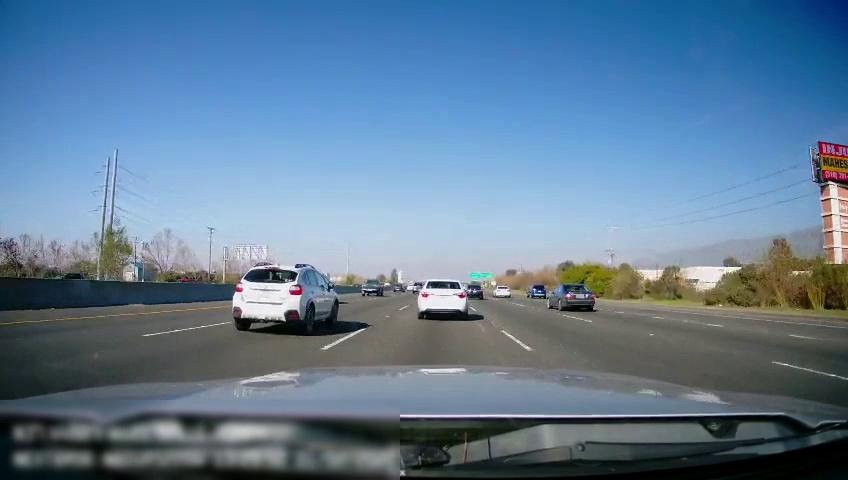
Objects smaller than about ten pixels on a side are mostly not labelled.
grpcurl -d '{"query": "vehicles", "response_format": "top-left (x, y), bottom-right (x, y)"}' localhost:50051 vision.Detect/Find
top-left (546, 283), bottom-right (597, 312)
top-left (526, 284), bottom-right (547, 299)
top-left (492, 285), bottom-right (512, 298)
top-left (232, 262), bottom-right (340, 337)
top-left (361, 279), bottom-right (385, 297)
top-left (464, 284), bottom-right (484, 301)
top-left (416, 279), bottom-right (469, 320)
top-left (49, 271), bottom-right (87, 281)
top-left (412, 282), bottom-right (426, 294)
top-left (351, 284), bottom-right (363, 288)
top-left (393, 283), bottom-right (405, 293)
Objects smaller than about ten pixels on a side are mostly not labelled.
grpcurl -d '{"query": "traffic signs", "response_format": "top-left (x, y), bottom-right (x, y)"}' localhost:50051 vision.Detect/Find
top-left (470, 273), bottom-right (482, 279)
top-left (481, 273), bottom-right (494, 279)
top-left (397, 271), bottom-right (403, 284)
